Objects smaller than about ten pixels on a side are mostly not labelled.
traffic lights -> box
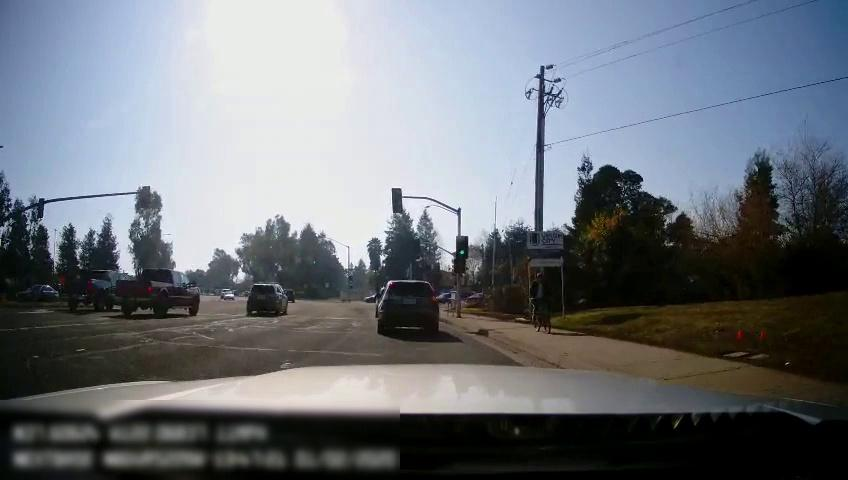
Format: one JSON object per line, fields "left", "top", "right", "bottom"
{"left": 392, "top": 188, "right": 404, "bottom": 213}
{"left": 455, "top": 235, "right": 469, "bottom": 259}
{"left": 140, "top": 184, "right": 152, "bottom": 208}
{"left": 451, "top": 259, "right": 460, "bottom": 273}
{"left": 37, "top": 197, "right": 46, "bottom": 217}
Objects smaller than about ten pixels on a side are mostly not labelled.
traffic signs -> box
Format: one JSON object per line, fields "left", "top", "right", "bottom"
{"left": 526, "top": 230, "right": 564, "bottom": 250}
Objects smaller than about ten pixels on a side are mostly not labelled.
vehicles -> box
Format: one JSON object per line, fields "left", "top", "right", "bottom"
{"left": 436, "top": 292, "right": 452, "bottom": 304}
{"left": 58, "top": 269, "right": 121, "bottom": 309}
{"left": 13, "top": 284, "right": 58, "bottom": 298}
{"left": 107, "top": 269, "right": 201, "bottom": 318}
{"left": 284, "top": 289, "right": 297, "bottom": 304}
{"left": 245, "top": 284, "right": 289, "bottom": 316}
{"left": 361, "top": 294, "right": 376, "bottom": 303}
{"left": 223, "top": 291, "right": 236, "bottom": 301}
{"left": 220, "top": 288, "right": 231, "bottom": 299}
{"left": 376, "top": 279, "right": 441, "bottom": 338}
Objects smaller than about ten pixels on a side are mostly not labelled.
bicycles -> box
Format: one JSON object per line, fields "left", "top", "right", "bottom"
{"left": 527, "top": 270, "right": 553, "bottom": 333}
